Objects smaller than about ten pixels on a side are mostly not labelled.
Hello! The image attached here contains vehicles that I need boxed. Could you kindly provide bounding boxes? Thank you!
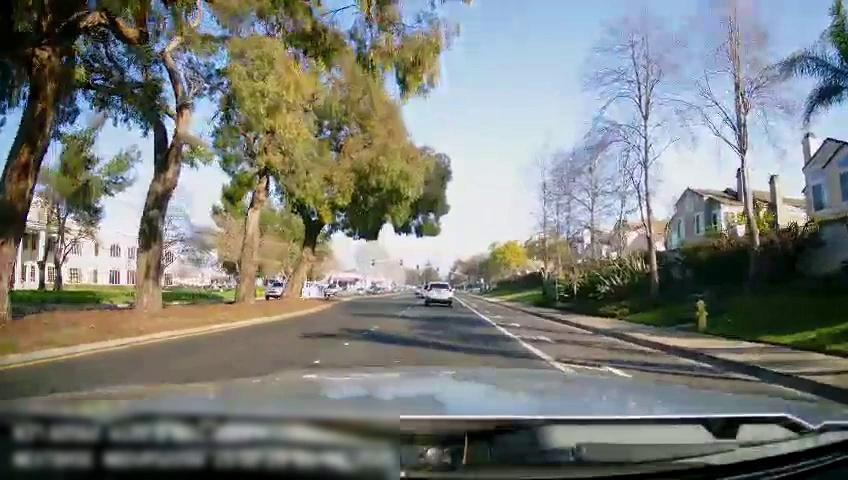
[323,283,343,298]
[264,281,289,301]
[422,281,454,307]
